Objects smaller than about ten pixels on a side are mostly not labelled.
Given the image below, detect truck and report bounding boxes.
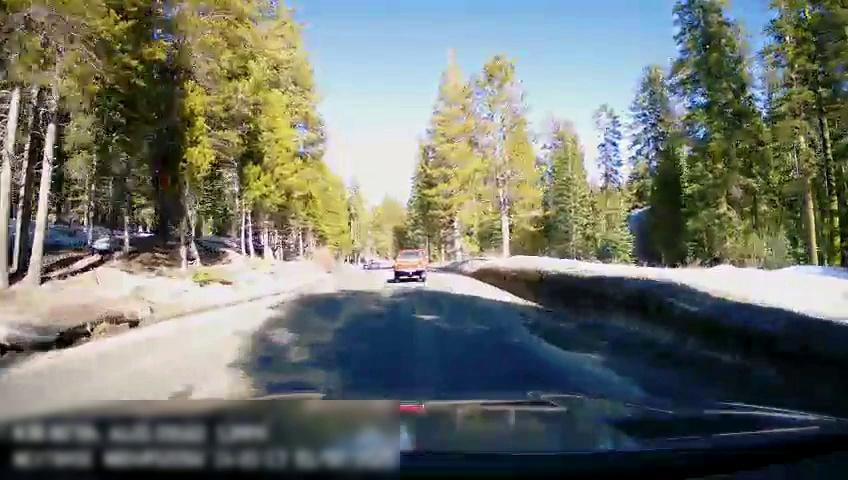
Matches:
[392,252,425,283]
